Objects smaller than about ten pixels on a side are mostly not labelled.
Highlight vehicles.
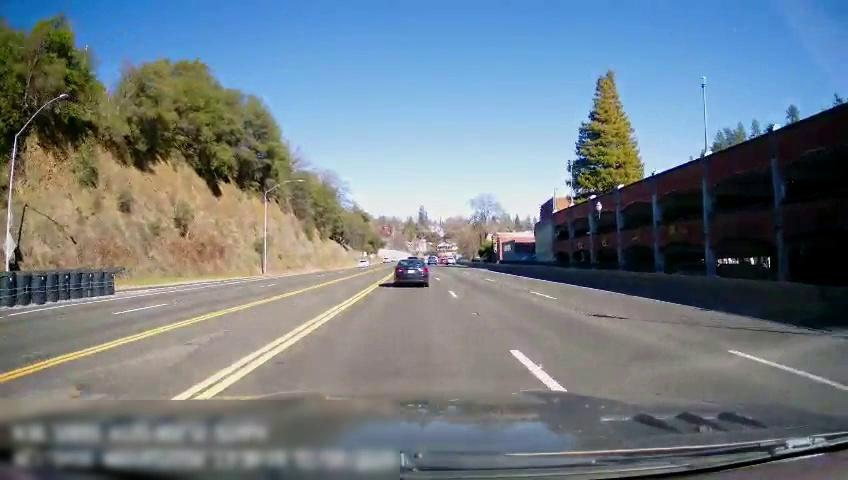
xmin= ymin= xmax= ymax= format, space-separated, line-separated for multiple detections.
xmin=446 ymin=256 xmax=458 ymax=265
xmin=394 ymin=259 xmax=429 ymax=287
xmin=407 ymin=256 xmax=420 ymax=260
xmin=358 ymin=258 xmax=369 ymax=266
